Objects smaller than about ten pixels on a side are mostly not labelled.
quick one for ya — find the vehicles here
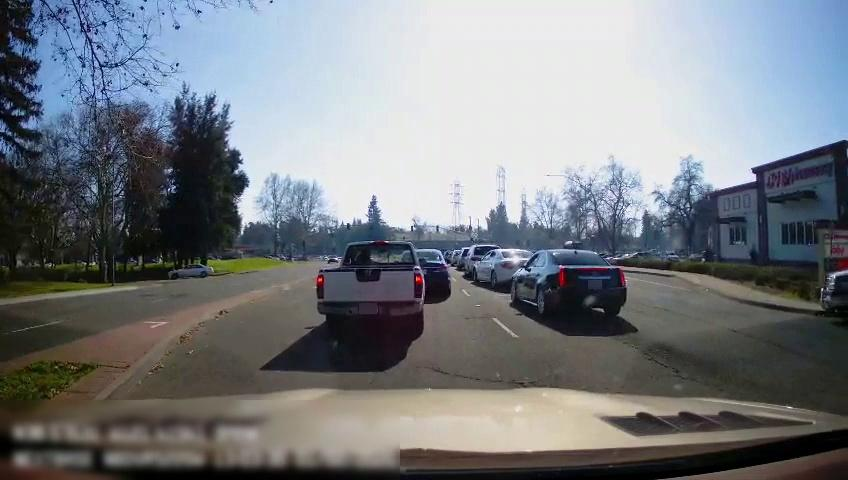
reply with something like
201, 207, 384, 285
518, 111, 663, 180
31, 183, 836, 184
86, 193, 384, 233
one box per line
472, 248, 533, 291
817, 268, 848, 327
510, 249, 627, 319
462, 243, 496, 278
415, 248, 451, 297
455, 248, 469, 271
450, 249, 461, 266
315, 240, 425, 334
167, 262, 210, 280
327, 255, 338, 264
